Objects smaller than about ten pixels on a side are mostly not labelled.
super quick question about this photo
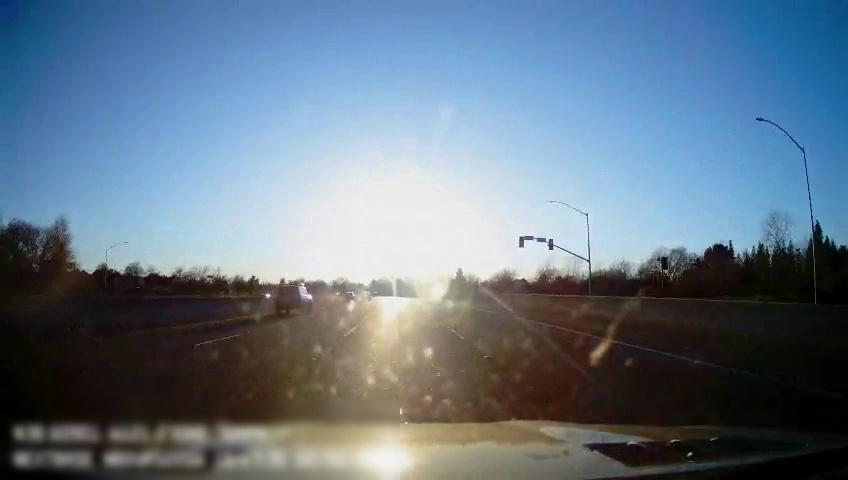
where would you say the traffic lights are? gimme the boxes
[548,239,554,250]
[519,236,525,248]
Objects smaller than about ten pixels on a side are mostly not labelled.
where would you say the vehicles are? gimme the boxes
[344,291,355,302]
[271,284,313,316]
[360,292,371,301]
